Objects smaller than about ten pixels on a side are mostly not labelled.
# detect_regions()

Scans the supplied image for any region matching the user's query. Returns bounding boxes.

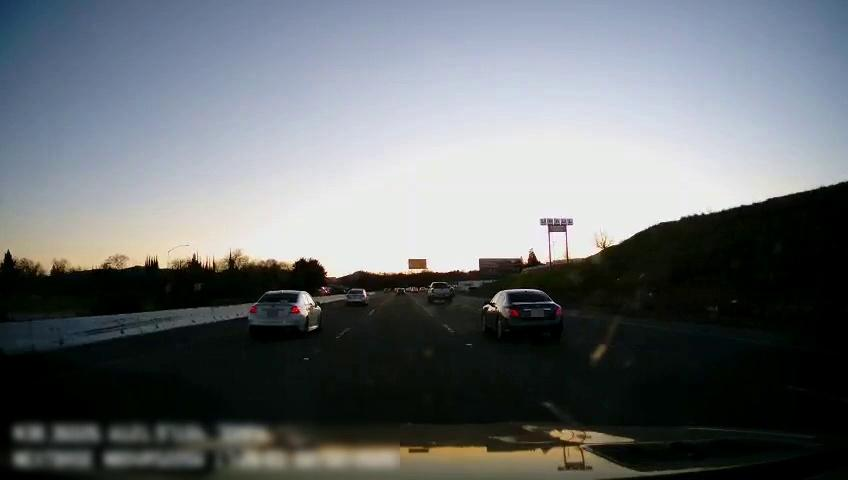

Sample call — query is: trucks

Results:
[427,282,452,305]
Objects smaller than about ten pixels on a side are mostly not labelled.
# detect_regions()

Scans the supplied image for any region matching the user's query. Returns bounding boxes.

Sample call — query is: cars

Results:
[481,289,564,345]
[346,288,370,307]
